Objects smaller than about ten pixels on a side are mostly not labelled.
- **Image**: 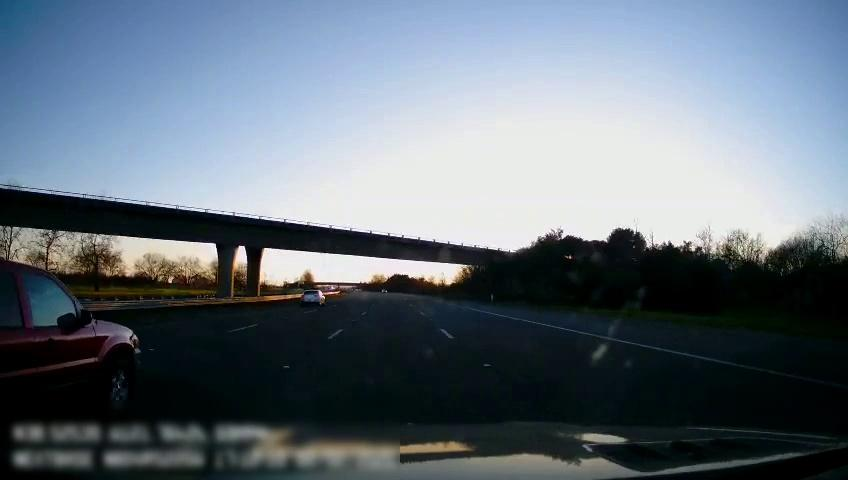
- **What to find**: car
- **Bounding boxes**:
[301,289,326,307]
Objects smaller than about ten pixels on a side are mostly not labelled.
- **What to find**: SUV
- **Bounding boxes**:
[0,258,143,431]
